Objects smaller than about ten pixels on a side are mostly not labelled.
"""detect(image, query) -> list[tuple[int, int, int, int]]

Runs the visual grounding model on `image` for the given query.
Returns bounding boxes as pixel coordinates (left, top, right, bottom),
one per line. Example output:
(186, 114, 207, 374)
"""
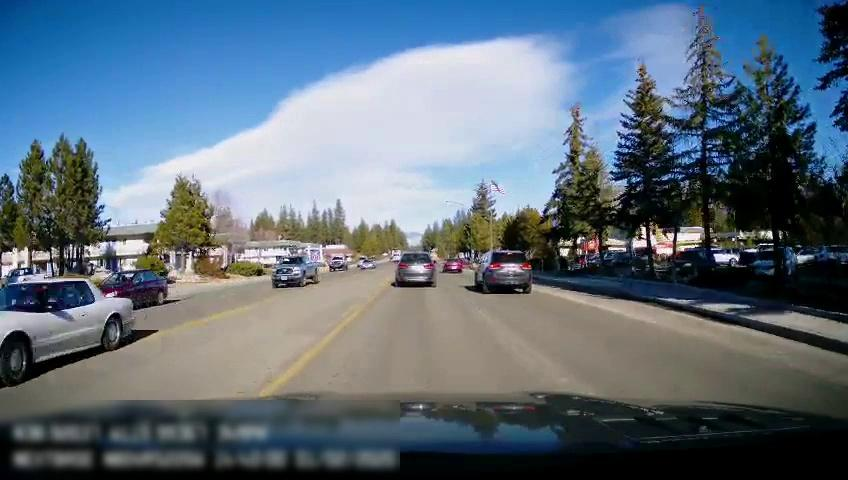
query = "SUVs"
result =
(704, 247, 741, 269)
(394, 253, 435, 289)
(477, 251, 532, 292)
(328, 255, 347, 271)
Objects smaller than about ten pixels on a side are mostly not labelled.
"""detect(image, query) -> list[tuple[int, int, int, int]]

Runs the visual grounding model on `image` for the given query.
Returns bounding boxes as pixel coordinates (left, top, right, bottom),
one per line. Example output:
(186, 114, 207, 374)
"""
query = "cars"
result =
(98, 269, 168, 307)
(5, 267, 40, 284)
(361, 259, 377, 270)
(0, 277, 136, 388)
(444, 258, 463, 272)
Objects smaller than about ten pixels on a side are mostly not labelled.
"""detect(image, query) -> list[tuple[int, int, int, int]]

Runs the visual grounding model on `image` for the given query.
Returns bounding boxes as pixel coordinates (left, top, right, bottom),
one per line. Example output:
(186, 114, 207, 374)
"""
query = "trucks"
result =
(272, 255, 320, 289)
